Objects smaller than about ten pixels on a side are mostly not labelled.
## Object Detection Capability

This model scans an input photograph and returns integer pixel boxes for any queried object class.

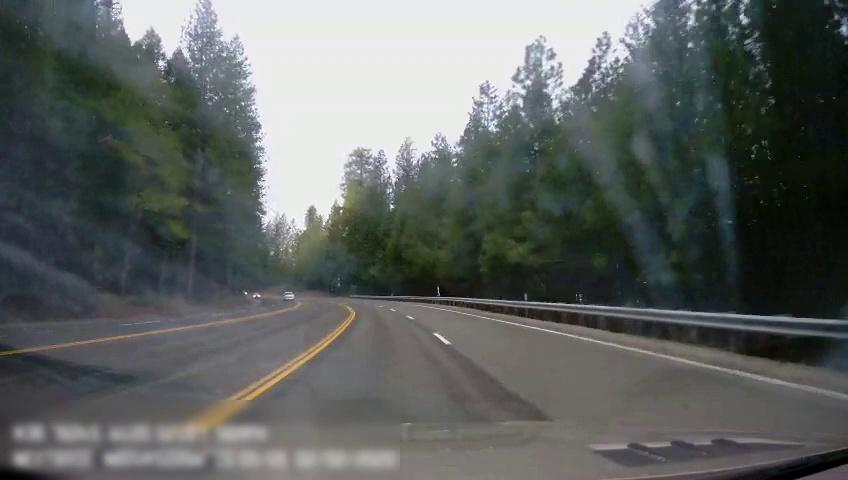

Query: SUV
[282,291,295,302]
